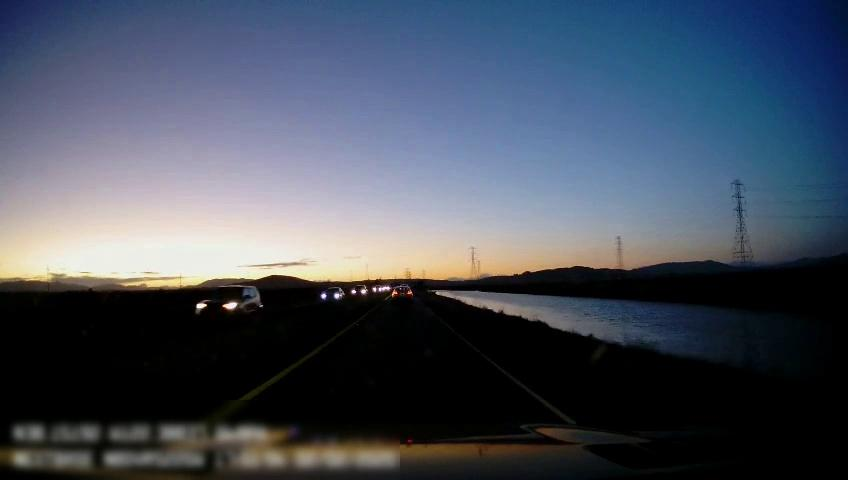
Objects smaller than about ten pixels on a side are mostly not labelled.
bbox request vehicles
[320,287,344,303]
[350,285,368,297]
[193,286,261,326]
[371,285,384,295]
[391,286,413,303]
